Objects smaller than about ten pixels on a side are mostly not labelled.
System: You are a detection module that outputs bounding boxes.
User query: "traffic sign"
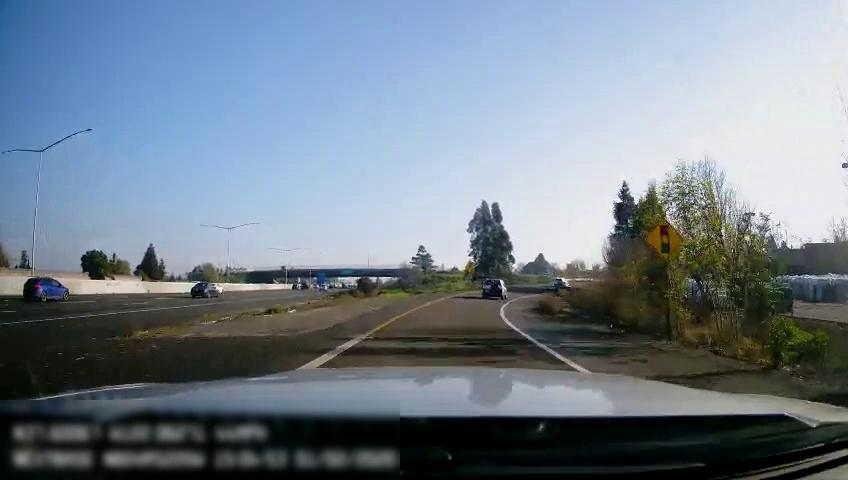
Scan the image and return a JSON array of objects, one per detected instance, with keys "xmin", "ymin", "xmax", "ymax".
[{"xmin": 645, "ymin": 219, "xmax": 682, "ymax": 261}]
